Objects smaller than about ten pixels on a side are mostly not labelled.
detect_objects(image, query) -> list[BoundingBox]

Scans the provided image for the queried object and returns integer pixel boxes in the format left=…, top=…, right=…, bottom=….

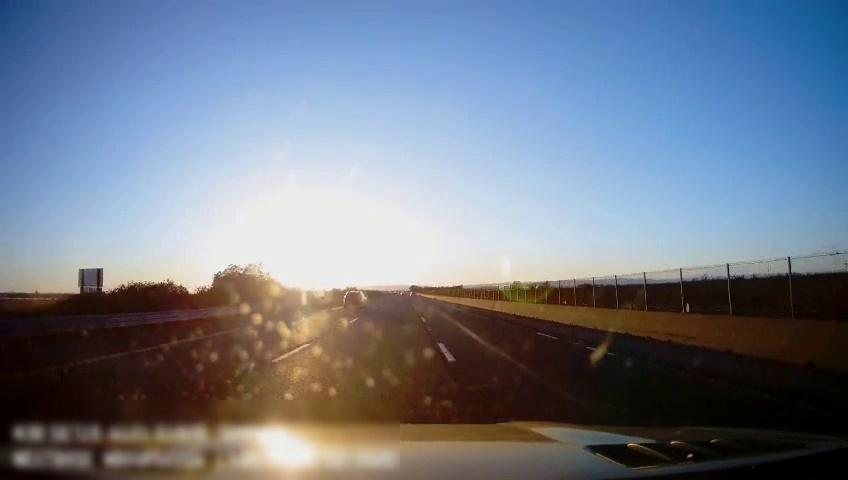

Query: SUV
left=343, top=290, right=368, bottom=310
